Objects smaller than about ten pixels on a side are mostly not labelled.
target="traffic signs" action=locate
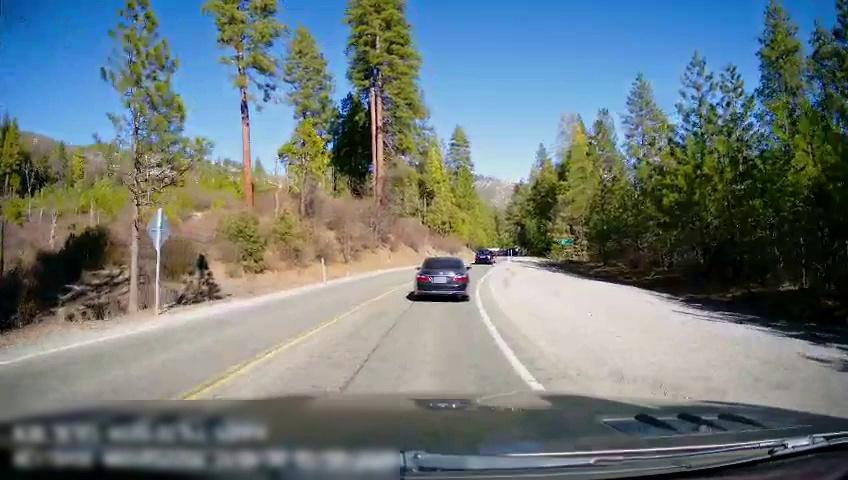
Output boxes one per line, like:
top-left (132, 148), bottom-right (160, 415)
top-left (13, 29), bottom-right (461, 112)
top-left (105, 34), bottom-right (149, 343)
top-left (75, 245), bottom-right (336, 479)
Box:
top-left (560, 239), bottom-right (577, 247)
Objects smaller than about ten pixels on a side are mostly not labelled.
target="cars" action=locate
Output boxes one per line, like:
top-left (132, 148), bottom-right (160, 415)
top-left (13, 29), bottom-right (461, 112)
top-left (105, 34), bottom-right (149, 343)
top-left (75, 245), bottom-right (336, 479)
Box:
top-left (414, 255), bottom-right (473, 298)
top-left (474, 249), bottom-right (496, 265)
